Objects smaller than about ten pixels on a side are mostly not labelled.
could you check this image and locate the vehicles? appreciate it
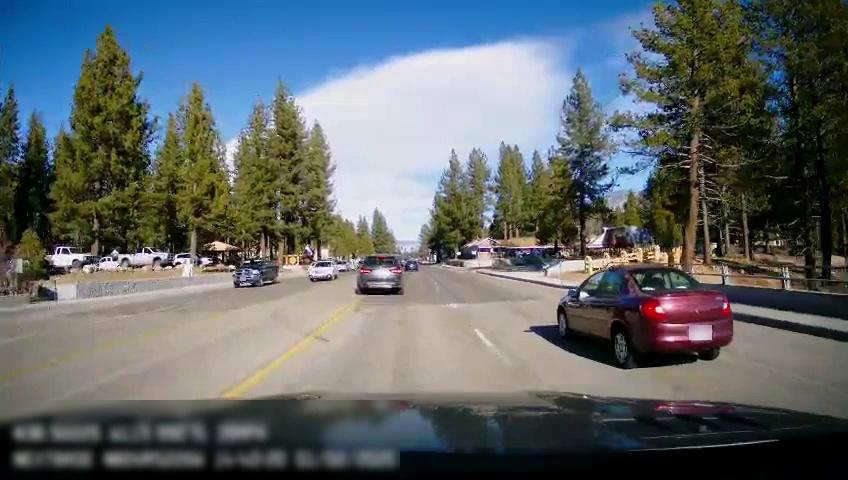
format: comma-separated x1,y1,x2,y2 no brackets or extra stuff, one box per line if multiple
404,260,418,272
85,257,119,273
308,260,338,283
337,259,352,271
171,252,214,269
233,260,278,288
555,265,733,370
117,247,170,270
356,255,402,295
37,246,85,269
